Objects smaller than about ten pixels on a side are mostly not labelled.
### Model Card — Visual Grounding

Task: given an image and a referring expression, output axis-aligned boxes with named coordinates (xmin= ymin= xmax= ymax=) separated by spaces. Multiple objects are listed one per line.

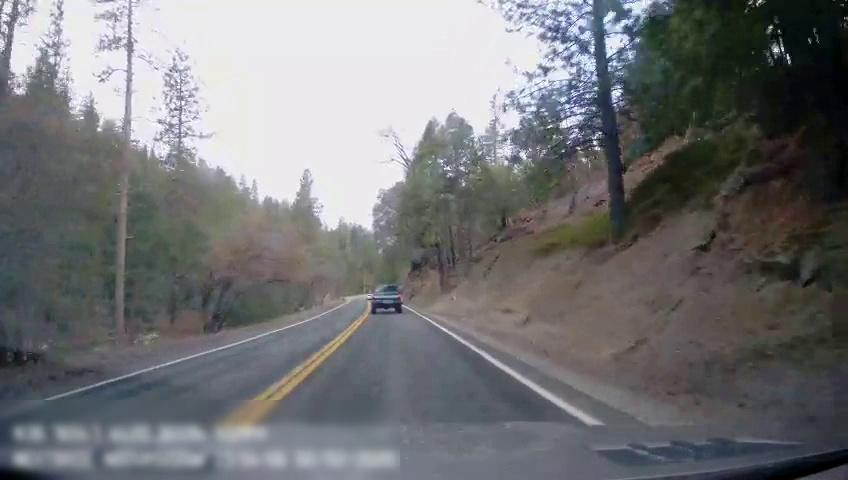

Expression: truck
xmin=371 ymin=282 xmax=403 ymax=316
